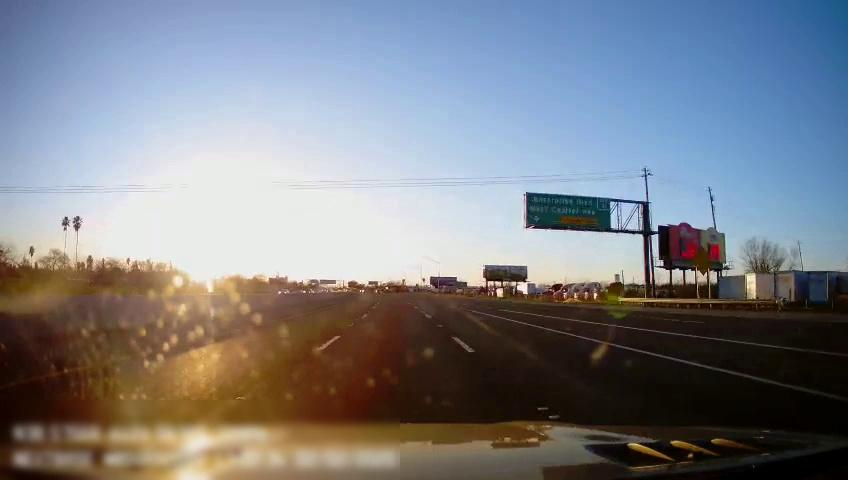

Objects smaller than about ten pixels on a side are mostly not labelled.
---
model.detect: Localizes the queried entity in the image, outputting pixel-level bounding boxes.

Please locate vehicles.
[278,289,290,296]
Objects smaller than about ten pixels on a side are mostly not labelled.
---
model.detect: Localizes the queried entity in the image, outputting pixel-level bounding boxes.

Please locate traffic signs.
[526,192,611,230]
[692,246,714,276]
